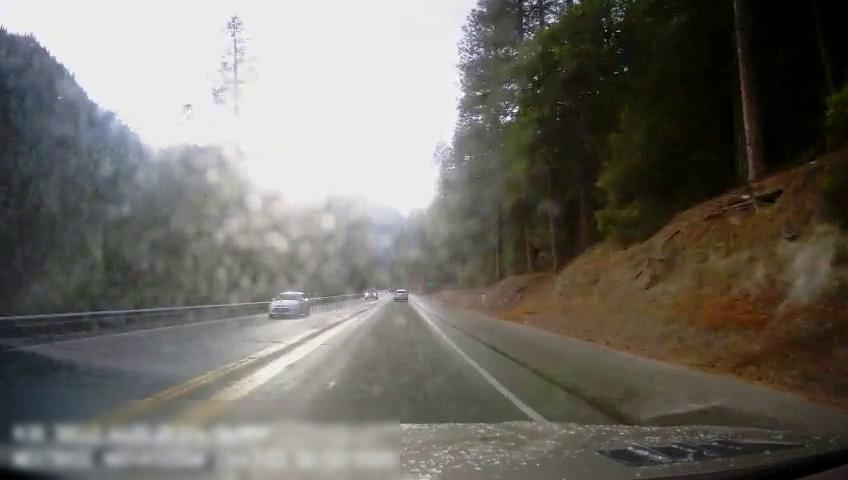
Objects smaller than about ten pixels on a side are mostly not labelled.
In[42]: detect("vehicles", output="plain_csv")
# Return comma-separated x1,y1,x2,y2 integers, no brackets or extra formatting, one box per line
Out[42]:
394,288,409,303
364,288,379,301
267,291,313,318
